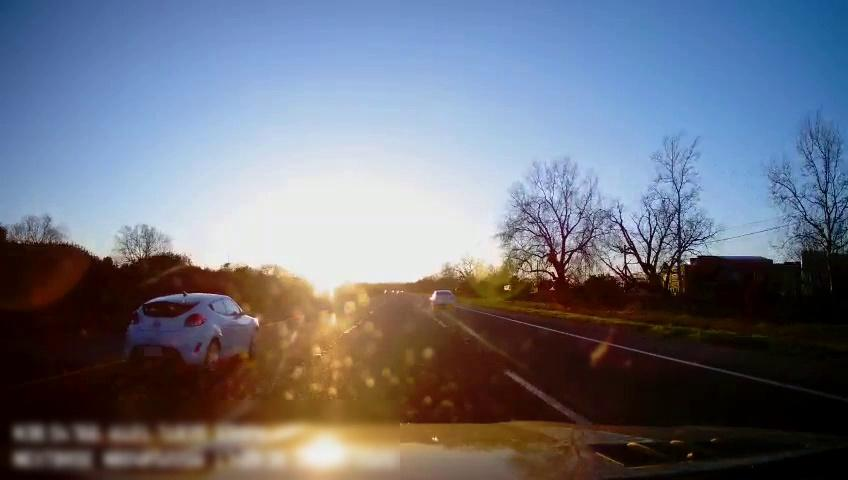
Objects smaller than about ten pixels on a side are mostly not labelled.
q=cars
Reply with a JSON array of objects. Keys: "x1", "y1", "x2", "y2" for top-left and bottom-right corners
[
  {"x1": 430, "y1": 290, "x2": 455, "y2": 308},
  {"x1": 122, "y1": 292, "x2": 262, "y2": 379}
]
